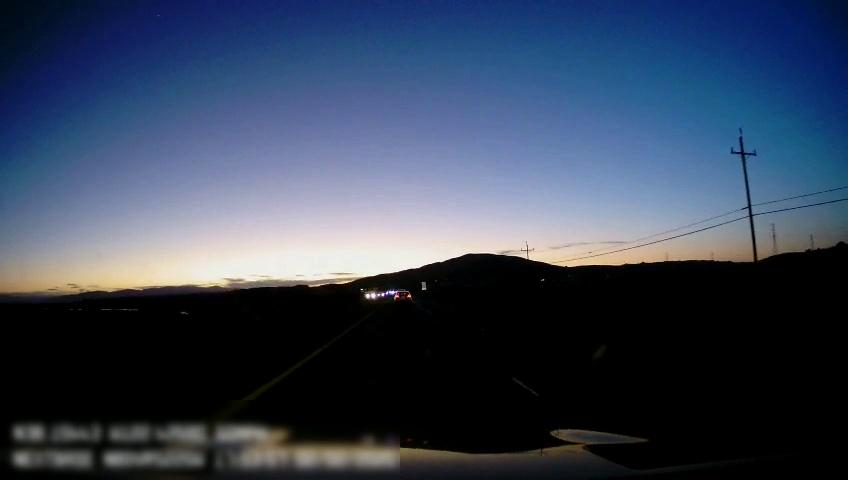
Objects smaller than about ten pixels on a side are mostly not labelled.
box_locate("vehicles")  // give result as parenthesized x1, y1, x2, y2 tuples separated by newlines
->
(393, 291, 413, 306)
(363, 290, 378, 301)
